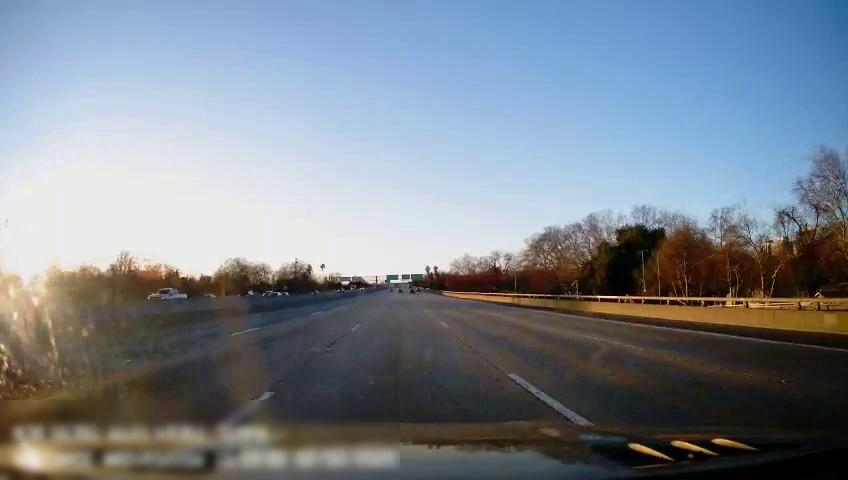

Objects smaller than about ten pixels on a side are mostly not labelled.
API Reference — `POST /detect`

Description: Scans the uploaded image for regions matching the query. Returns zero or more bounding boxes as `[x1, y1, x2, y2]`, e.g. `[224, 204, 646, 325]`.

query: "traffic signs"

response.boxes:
[410, 273, 424, 280]
[386, 274, 399, 280]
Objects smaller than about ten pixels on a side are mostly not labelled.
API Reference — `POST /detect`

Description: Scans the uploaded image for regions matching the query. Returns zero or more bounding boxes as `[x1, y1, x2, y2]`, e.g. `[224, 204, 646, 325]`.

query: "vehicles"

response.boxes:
[261, 291, 272, 296]
[148, 287, 188, 300]
[267, 291, 282, 297]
